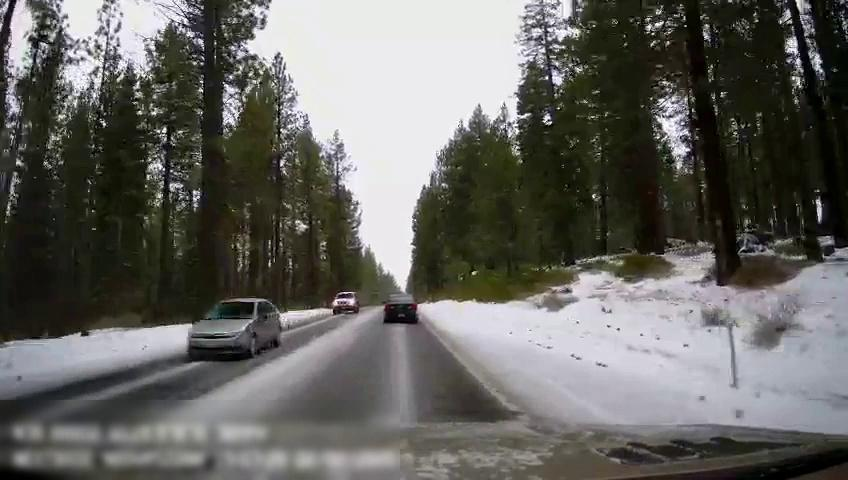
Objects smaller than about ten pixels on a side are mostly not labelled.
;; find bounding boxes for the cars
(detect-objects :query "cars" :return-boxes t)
[383,294,418,323]
[187,297,283,361]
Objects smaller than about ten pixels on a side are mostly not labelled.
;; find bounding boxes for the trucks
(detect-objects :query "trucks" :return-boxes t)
[331,291,361,316]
